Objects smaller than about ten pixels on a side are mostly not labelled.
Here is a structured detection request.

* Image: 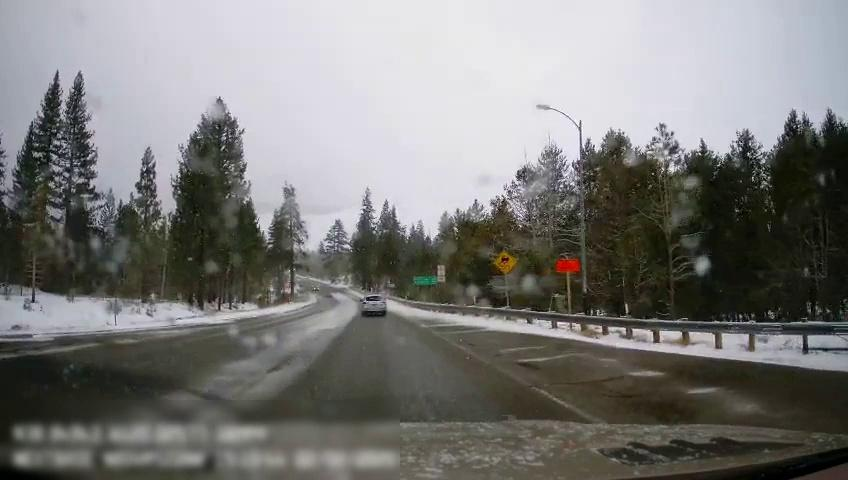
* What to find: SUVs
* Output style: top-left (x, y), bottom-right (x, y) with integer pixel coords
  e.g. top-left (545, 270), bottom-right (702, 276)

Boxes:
top-left (359, 294), bottom-right (388, 317)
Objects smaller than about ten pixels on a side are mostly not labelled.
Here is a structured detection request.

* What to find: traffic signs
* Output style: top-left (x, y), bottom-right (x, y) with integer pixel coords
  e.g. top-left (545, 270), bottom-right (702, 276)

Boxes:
top-left (437, 265), bottom-right (445, 276)
top-left (555, 258), bottom-right (581, 274)
top-left (491, 248), bottom-right (519, 275)
top-left (412, 275), bottom-right (437, 286)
